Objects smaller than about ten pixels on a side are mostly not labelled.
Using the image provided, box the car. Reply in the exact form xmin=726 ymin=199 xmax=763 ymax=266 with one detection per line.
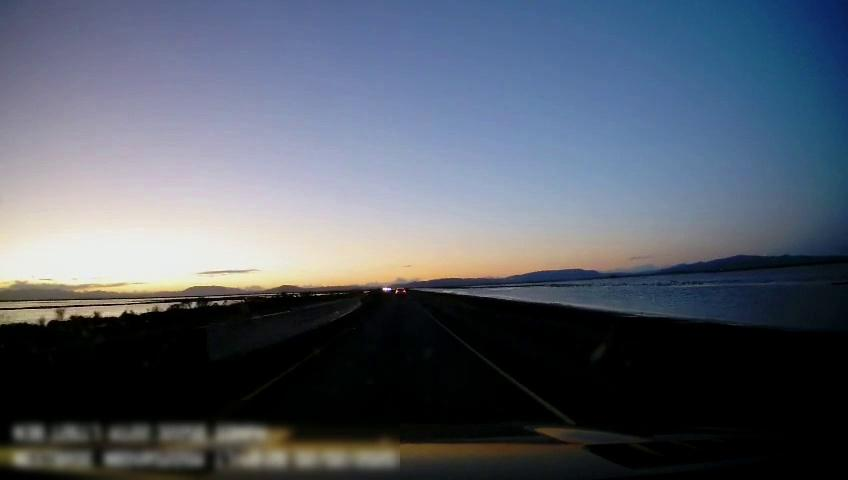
xmin=394 ymin=287 xmax=406 ymax=296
